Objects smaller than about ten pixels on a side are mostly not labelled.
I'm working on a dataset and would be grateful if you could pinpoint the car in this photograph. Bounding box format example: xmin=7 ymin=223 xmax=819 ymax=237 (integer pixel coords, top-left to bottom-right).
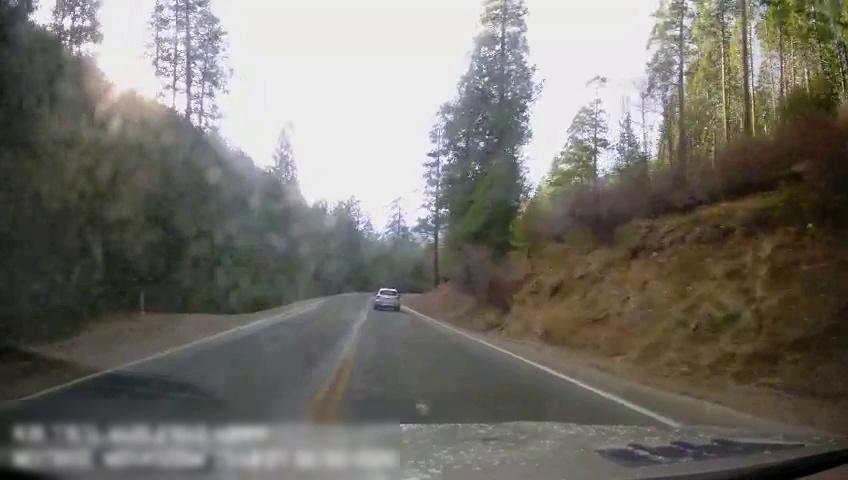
xmin=373 ymin=287 xmax=401 ymax=312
